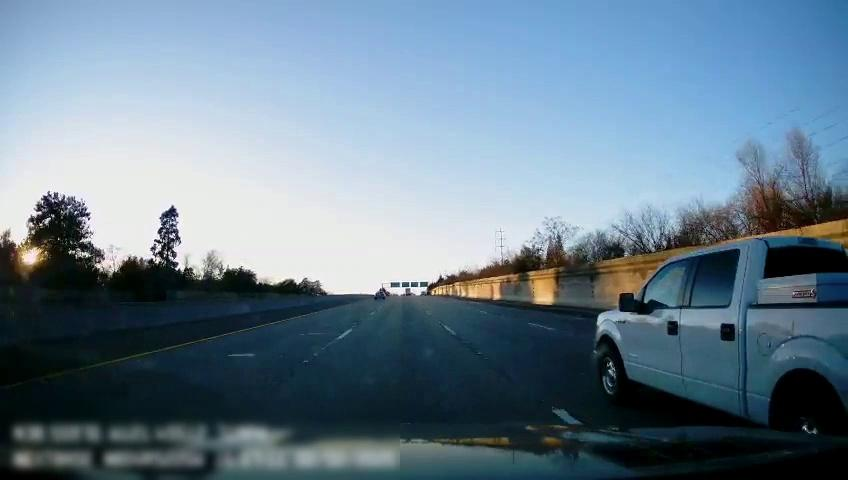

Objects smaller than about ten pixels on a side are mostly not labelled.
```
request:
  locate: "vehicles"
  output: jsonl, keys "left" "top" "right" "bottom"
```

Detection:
{"left": 591, "top": 235, "right": 848, "bottom": 441}
{"left": 373, "top": 290, "right": 387, "bottom": 301}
